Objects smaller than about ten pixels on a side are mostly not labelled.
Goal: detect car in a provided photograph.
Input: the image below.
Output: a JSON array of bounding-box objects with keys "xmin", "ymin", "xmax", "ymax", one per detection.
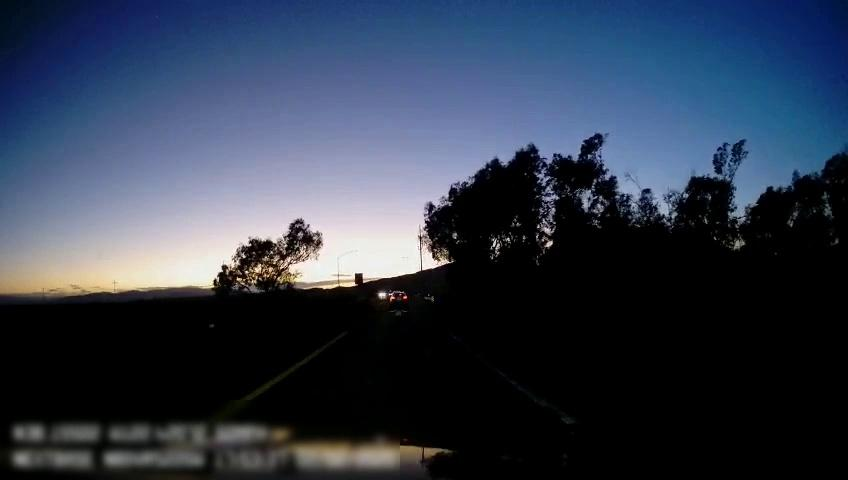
[{"xmin": 390, "ymin": 290, "xmax": 408, "ymax": 304}]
